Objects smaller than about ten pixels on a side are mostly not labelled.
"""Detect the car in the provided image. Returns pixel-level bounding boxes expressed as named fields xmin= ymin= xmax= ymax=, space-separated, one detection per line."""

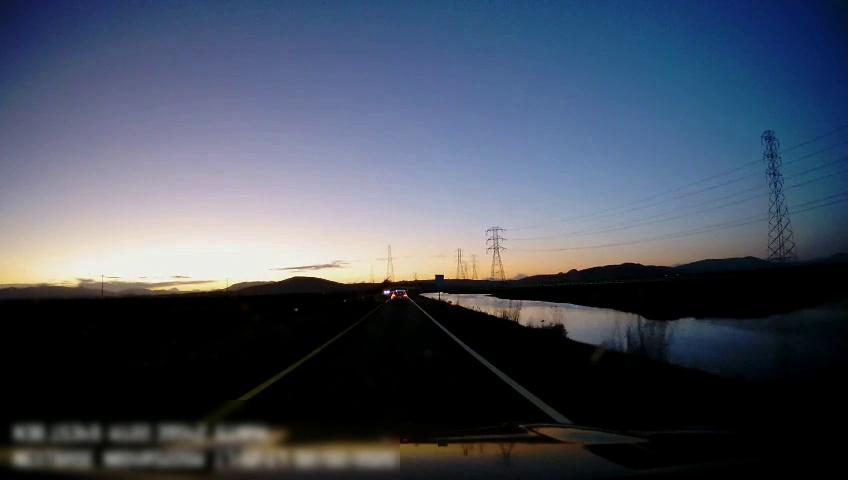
xmin=390 ymin=290 xmax=408 ymax=304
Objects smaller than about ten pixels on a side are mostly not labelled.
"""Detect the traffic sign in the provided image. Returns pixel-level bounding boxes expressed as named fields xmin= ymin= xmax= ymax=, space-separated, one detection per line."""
xmin=435 ymin=274 xmax=444 ymax=288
